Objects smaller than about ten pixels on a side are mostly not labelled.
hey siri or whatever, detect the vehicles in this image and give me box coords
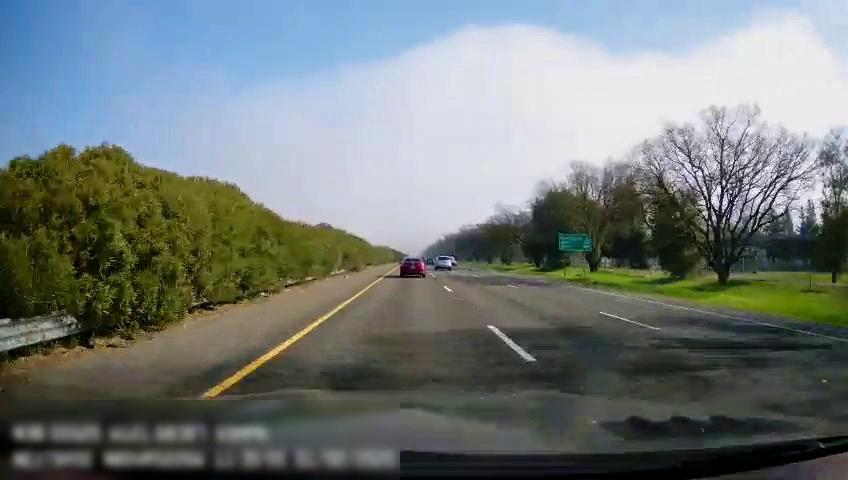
[425,258,435,266]
[401,259,426,280]
[449,256,457,266]
[434,256,452,271]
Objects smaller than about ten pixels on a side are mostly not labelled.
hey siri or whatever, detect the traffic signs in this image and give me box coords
[558,232,593,252]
